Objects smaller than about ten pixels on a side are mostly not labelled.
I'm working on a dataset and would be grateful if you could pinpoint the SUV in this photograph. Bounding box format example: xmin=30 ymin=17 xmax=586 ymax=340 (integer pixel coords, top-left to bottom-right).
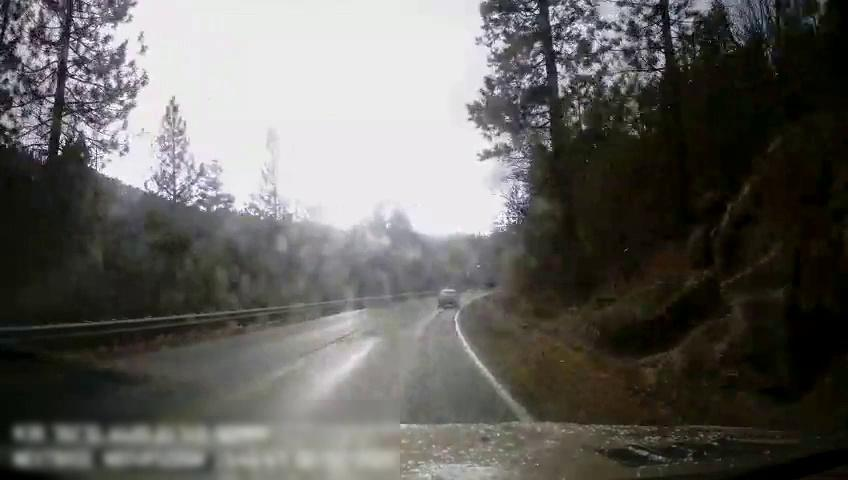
xmin=437 ymin=288 xmax=460 ymax=308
